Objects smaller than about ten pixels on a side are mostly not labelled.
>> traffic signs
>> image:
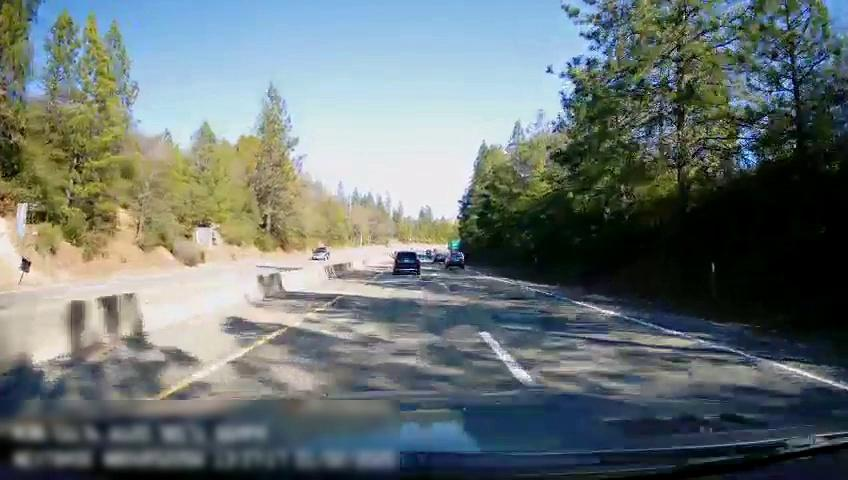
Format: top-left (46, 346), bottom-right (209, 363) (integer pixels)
top-left (449, 240), bottom-right (464, 249)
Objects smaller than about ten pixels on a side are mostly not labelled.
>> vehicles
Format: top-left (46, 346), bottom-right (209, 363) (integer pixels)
top-left (393, 252), bottom-right (421, 275)
top-left (311, 246), bottom-right (331, 262)
top-left (433, 254), bottom-right (446, 263)
top-left (445, 252), bottom-right (465, 270)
